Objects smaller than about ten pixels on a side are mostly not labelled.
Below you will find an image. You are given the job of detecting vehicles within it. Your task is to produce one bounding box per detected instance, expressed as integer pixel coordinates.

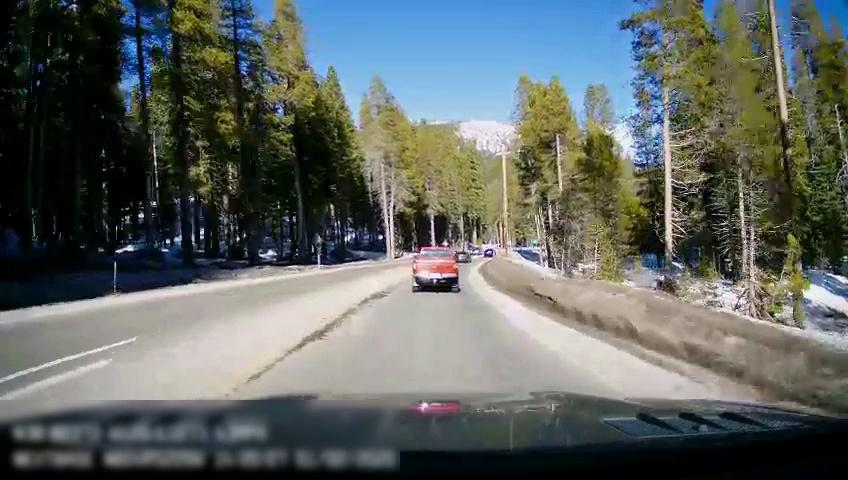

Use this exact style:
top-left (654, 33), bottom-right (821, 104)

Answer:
top-left (410, 247), bottom-right (461, 295)
top-left (483, 247), bottom-right (495, 258)
top-left (454, 250), bottom-right (472, 263)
